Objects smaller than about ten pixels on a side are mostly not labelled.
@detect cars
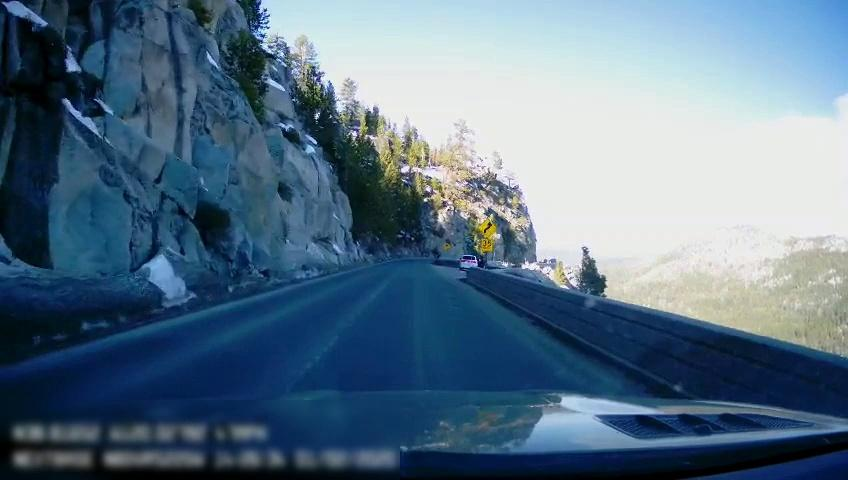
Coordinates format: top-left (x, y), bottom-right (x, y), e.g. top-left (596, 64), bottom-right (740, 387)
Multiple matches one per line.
top-left (460, 255), bottom-right (478, 270)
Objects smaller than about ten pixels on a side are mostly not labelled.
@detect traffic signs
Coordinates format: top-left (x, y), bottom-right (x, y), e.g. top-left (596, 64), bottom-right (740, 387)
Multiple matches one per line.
top-left (480, 220), bottom-right (495, 239)
top-left (478, 239), bottom-right (494, 253)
